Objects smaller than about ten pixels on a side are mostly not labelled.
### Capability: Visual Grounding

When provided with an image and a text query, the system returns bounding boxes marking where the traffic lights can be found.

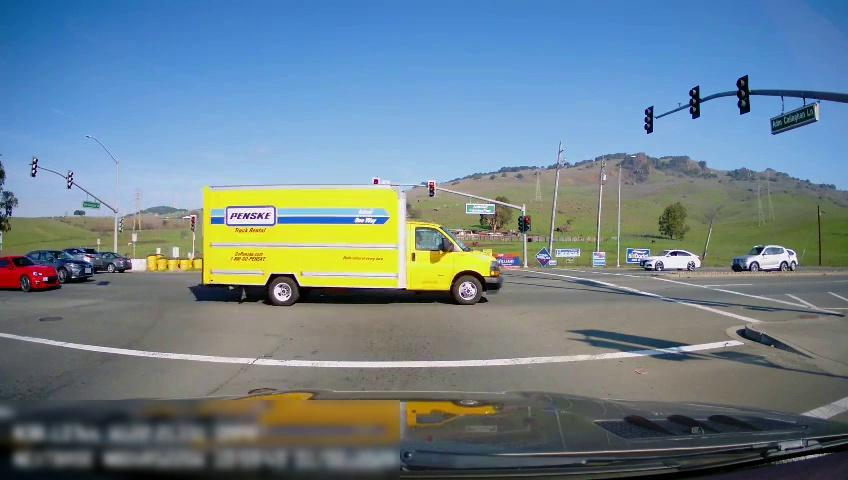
[66,169,75,190]
[735,74,751,115]
[687,84,702,120]
[426,178,437,197]
[30,156,40,178]
[643,104,655,135]
[523,214,532,232]
[189,214,198,232]
[516,215,525,232]
[117,215,125,233]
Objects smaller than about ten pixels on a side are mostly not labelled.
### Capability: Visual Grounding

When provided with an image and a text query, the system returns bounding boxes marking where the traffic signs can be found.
[82,199,101,209]
[768,100,821,135]
[464,201,497,216]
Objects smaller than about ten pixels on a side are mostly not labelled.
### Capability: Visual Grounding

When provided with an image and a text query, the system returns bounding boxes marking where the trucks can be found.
[201,183,504,307]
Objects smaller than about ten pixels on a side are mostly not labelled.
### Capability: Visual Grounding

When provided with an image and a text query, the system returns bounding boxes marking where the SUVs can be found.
[60,246,106,271]
[732,244,791,273]
[783,248,799,272]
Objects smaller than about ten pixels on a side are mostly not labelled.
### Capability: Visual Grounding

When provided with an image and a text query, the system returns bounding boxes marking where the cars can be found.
[93,250,132,274]
[639,249,702,272]
[22,249,96,283]
[0,254,61,293]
